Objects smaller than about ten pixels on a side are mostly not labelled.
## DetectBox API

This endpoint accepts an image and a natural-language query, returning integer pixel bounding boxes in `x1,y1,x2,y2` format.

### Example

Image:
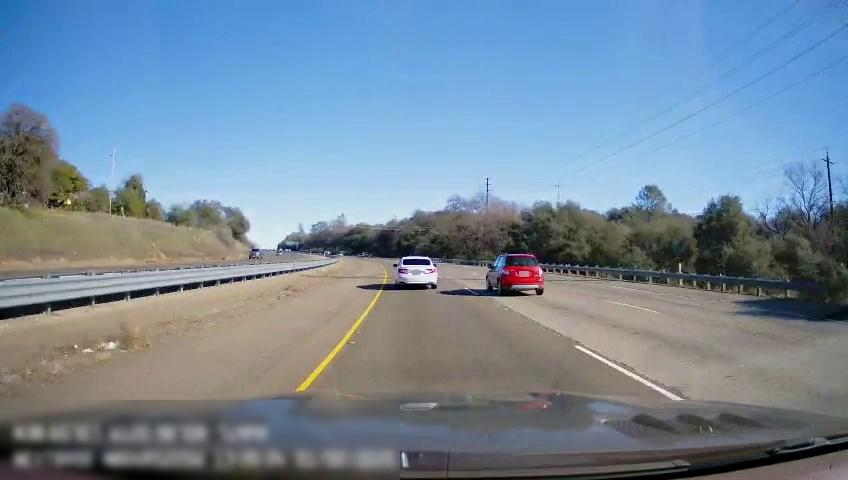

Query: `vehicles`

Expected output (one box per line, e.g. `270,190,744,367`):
393,257,438,288
485,254,545,297
248,248,263,260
